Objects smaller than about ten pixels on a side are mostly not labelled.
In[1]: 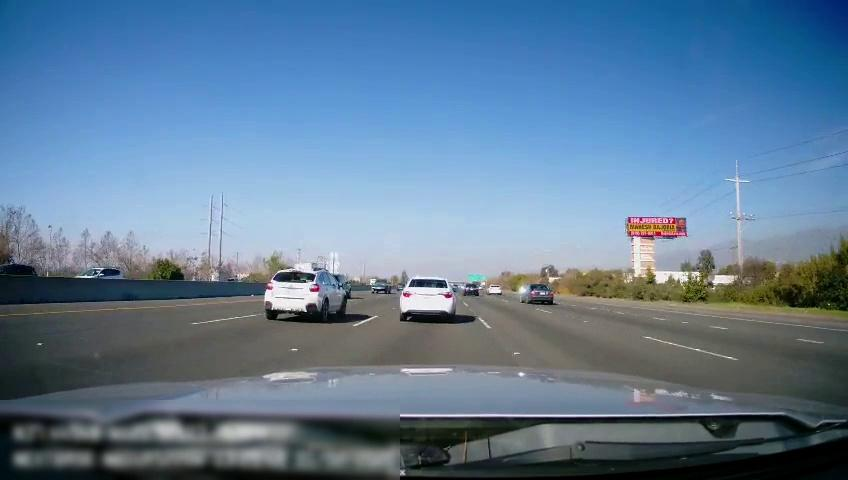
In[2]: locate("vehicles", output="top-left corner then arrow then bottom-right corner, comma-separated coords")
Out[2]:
371,279 -> 391,294
486,284 -> 502,296
223,277 -> 240,283
0,263 -> 39,278
463,283 -> 479,297
519,283 -> 554,305
329,274 -> 352,299
396,283 -> 408,292
399,276 -> 457,322
72,267 -> 125,281
263,266 -> 348,323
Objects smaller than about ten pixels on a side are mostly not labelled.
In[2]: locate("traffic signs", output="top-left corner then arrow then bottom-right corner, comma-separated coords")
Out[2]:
469,273 -> 487,282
